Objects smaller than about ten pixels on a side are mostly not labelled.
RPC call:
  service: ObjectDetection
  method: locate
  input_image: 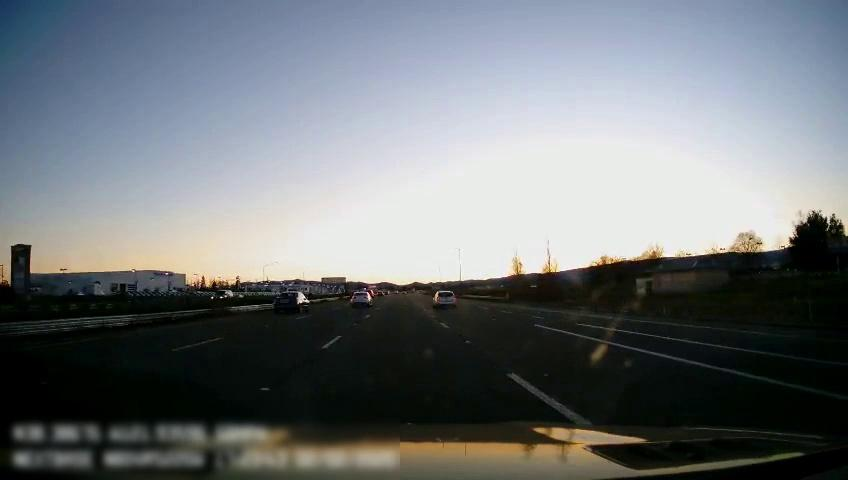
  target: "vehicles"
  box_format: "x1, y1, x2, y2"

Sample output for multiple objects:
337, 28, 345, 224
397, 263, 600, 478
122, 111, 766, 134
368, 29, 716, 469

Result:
432, 291, 456, 309
273, 291, 311, 315
210, 290, 234, 303
368, 290, 375, 299
350, 291, 373, 309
